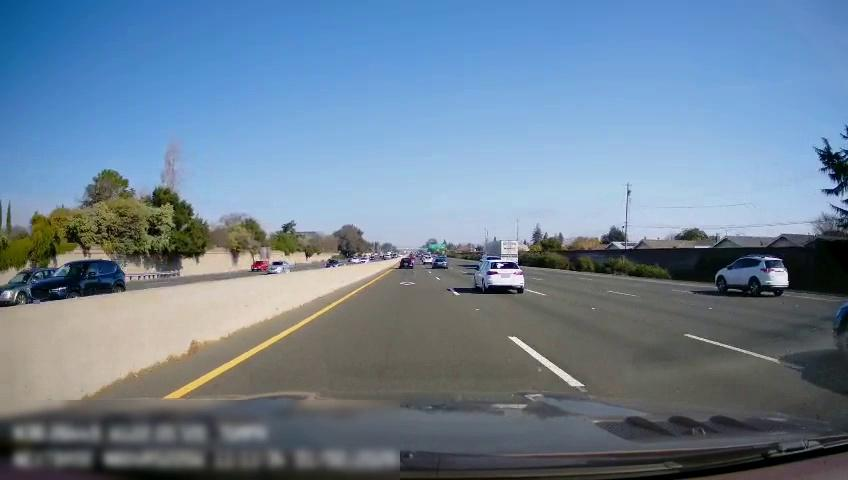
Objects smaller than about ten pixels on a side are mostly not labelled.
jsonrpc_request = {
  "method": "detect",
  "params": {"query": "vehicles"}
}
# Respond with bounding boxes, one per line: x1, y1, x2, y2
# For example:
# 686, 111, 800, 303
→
473, 259, 525, 295
267, 261, 290, 274
351, 256, 362, 264
486, 240, 519, 264
833, 302, 848, 362
714, 257, 789, 297
398, 256, 415, 269
432, 257, 449, 268
325, 259, 344, 268
422, 255, 434, 265
31, 259, 128, 303
0, 266, 61, 306
480, 256, 501, 260
250, 260, 269, 273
